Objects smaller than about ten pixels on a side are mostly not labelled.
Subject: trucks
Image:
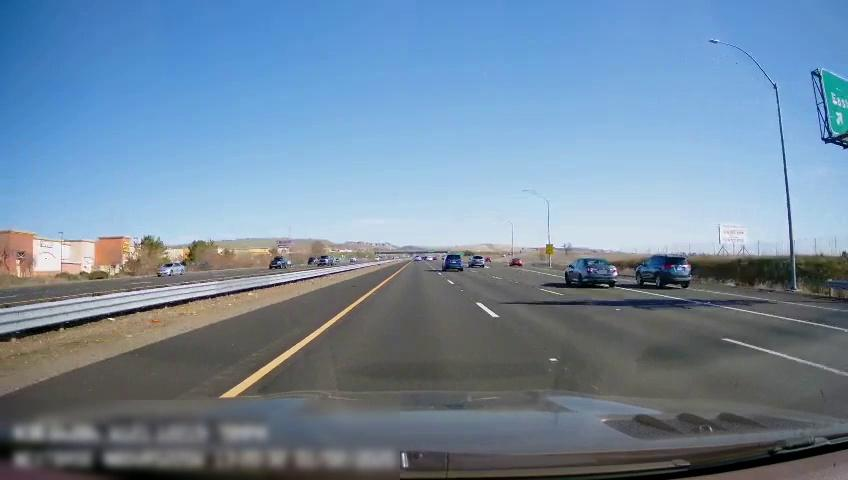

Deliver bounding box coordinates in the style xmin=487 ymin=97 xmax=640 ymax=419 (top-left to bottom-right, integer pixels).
xmin=317 ymin=256 xmax=335 ymax=267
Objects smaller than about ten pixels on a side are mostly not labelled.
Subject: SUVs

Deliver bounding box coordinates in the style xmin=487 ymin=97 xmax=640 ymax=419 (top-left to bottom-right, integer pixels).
xmin=268 ymin=256 xmax=288 ymax=270
xmin=468 ymin=254 xmax=485 ymax=268
xmin=510 ymin=257 xmax=522 ymax=267
xmin=635 ymin=255 xmax=692 ymax=289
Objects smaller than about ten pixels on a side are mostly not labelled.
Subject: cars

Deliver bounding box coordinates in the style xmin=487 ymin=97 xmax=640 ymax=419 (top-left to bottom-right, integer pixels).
xmin=156 ymin=262 xmax=185 ymax=277
xmin=564 ymin=257 xmax=618 ymax=289
xmin=442 ymin=255 xmax=463 ymax=272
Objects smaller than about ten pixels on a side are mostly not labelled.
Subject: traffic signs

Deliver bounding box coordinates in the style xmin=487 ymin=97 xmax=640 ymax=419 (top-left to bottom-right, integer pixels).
xmin=546 ymin=244 xmax=556 ymax=256
xmin=821 ymin=68 xmax=848 ymax=135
